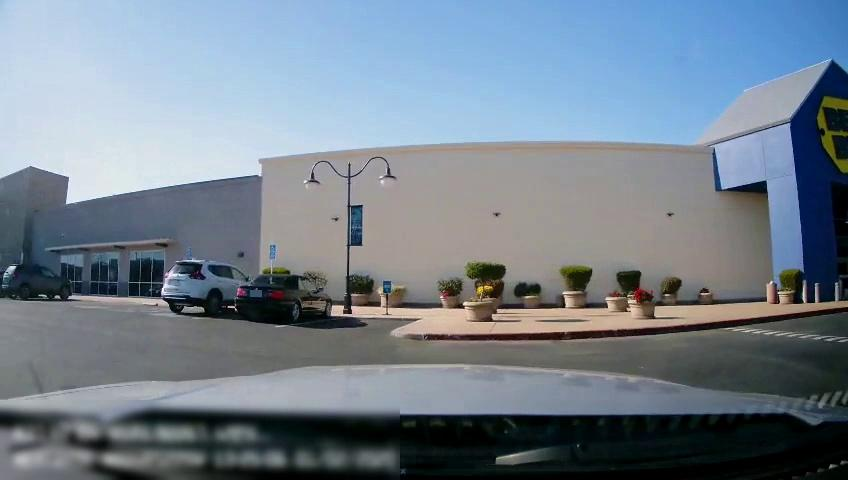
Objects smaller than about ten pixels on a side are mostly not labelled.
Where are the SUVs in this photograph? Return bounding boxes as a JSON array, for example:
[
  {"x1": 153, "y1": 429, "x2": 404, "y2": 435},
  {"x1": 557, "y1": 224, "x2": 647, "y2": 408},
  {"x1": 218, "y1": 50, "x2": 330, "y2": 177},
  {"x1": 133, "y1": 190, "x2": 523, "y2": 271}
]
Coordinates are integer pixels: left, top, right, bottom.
[
  {"x1": 161, "y1": 260, "x2": 258, "y2": 316},
  {"x1": 3, "y1": 262, "x2": 73, "y2": 300}
]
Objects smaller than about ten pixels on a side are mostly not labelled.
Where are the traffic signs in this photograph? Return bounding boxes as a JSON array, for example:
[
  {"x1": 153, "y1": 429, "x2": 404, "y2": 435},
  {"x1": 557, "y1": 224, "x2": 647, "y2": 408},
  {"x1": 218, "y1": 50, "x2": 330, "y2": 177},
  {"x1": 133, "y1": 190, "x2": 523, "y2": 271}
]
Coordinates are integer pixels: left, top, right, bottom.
[{"x1": 383, "y1": 280, "x2": 392, "y2": 294}]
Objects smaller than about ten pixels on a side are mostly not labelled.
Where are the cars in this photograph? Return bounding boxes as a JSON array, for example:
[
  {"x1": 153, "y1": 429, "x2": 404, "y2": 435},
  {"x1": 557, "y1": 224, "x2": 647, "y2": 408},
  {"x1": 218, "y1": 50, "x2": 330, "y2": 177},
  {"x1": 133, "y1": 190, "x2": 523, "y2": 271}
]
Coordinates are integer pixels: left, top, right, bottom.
[{"x1": 235, "y1": 273, "x2": 333, "y2": 323}]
